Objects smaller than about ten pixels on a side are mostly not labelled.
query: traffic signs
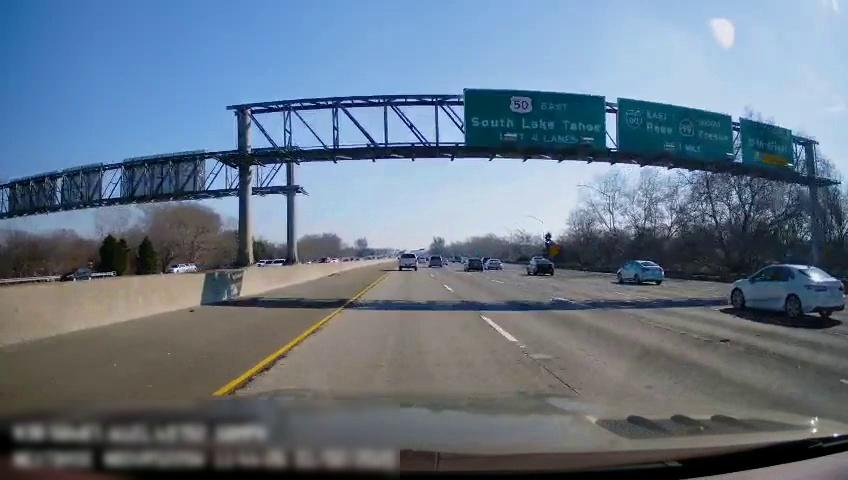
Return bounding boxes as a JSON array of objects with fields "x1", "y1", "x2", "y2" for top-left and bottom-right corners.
[
  {"x1": 616, "y1": 96, "x2": 735, "y2": 163},
  {"x1": 60, "y1": 162, "x2": 104, "y2": 208},
  {"x1": 7, "y1": 169, "x2": 57, "y2": 213},
  {"x1": 739, "y1": 116, "x2": 795, "y2": 175},
  {"x1": 462, "y1": 86, "x2": 606, "y2": 154},
  {"x1": 549, "y1": 244, "x2": 560, "y2": 257},
  {"x1": 120, "y1": 149, "x2": 207, "y2": 200}
]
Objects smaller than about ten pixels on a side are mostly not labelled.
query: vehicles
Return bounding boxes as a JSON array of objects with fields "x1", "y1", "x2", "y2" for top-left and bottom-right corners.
[
  {"x1": 397, "y1": 254, "x2": 420, "y2": 272},
  {"x1": 484, "y1": 258, "x2": 503, "y2": 271},
  {"x1": 428, "y1": 254, "x2": 444, "y2": 268},
  {"x1": 61, "y1": 268, "x2": 93, "y2": 282},
  {"x1": 255, "y1": 259, "x2": 274, "y2": 268},
  {"x1": 463, "y1": 258, "x2": 484, "y2": 273},
  {"x1": 727, "y1": 263, "x2": 848, "y2": 324},
  {"x1": 167, "y1": 263, "x2": 188, "y2": 275},
  {"x1": 270, "y1": 259, "x2": 287, "y2": 267},
  {"x1": 616, "y1": 259, "x2": 666, "y2": 286},
  {"x1": 182, "y1": 262, "x2": 198, "y2": 272},
  {"x1": 526, "y1": 257, "x2": 555, "y2": 277}
]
